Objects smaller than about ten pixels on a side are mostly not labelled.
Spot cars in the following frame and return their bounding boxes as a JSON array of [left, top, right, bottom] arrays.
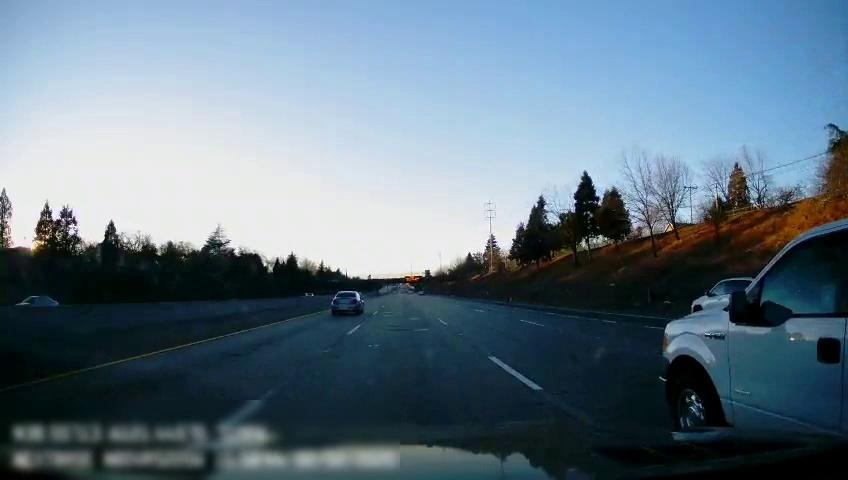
[[330, 290, 367, 317], [15, 295, 58, 307]]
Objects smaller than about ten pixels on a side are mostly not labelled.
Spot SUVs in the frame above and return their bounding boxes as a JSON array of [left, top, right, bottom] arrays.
[[690, 277, 753, 313]]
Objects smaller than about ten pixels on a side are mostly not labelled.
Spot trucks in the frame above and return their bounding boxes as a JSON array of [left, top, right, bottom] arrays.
[[663, 216, 848, 435]]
